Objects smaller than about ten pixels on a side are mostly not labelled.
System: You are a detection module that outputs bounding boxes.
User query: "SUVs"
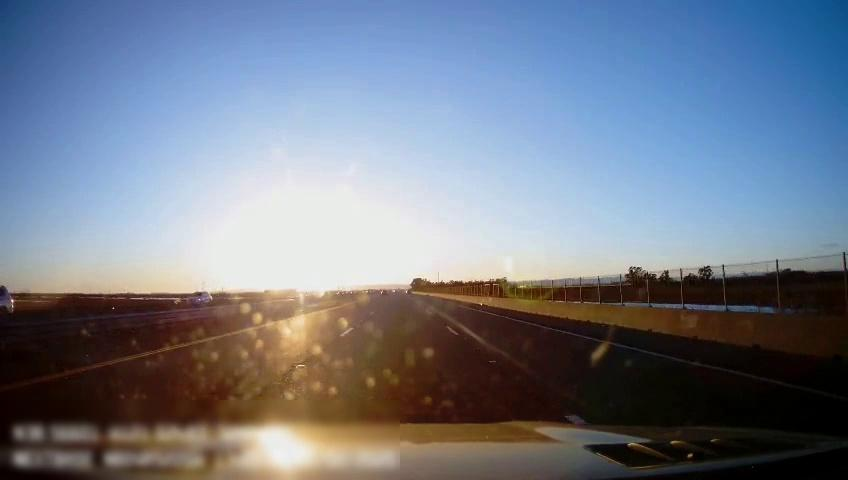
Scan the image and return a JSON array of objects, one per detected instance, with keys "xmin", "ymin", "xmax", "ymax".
[
  {"xmin": 186, "ymin": 291, "xmax": 214, "ymax": 305},
  {"xmin": 0, "ymin": 284, "xmax": 14, "ymax": 316}
]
